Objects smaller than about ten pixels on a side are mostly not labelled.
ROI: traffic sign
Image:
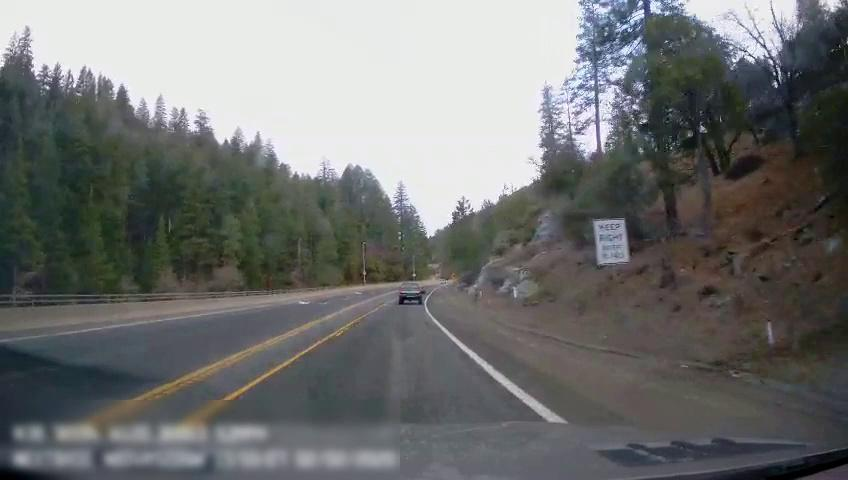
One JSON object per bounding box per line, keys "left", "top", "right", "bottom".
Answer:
{"left": 593, "top": 218, "right": 631, "bottom": 266}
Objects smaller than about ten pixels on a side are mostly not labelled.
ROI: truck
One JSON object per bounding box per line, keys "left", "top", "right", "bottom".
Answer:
{"left": 398, "top": 281, "right": 423, "bottom": 305}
